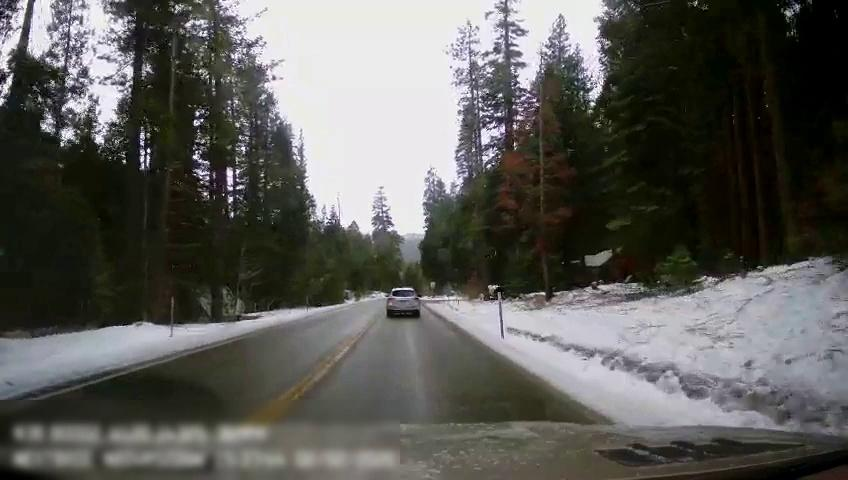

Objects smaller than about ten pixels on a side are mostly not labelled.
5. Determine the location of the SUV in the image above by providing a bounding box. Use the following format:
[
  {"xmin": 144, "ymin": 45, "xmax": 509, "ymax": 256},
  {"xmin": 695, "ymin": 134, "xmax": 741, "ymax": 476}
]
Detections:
[{"xmin": 385, "ymin": 287, "xmax": 422, "ymax": 318}]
